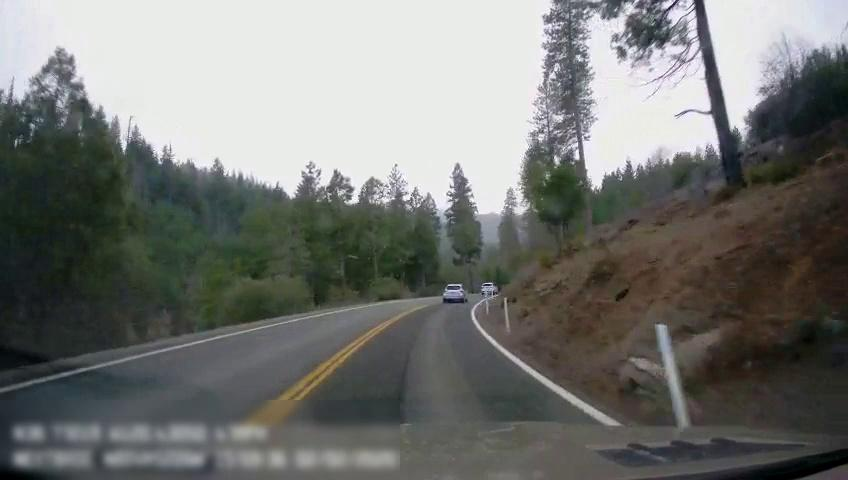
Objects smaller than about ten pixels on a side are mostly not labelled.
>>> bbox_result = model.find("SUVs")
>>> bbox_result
[443,284,469,303]
[481,282,498,295]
